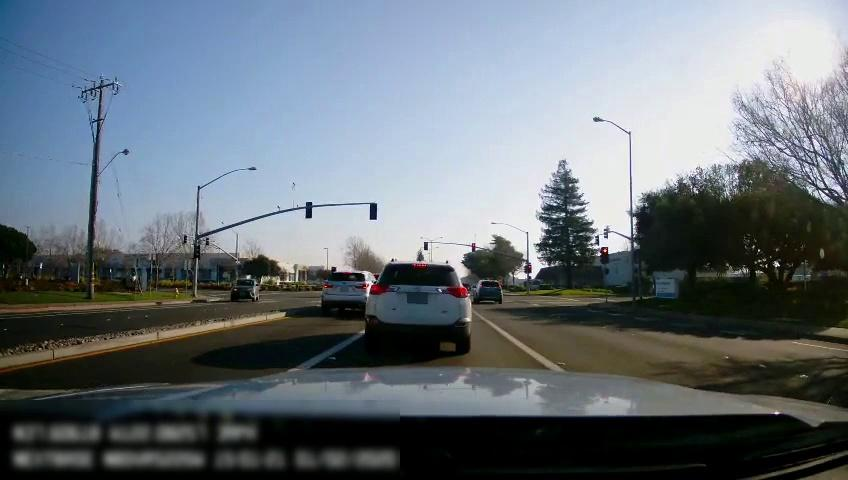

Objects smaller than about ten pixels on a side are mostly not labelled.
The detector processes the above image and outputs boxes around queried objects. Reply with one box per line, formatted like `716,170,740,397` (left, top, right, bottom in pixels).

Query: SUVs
320,269,378,319
365,259,472,355
230,278,260,302
473,280,502,304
